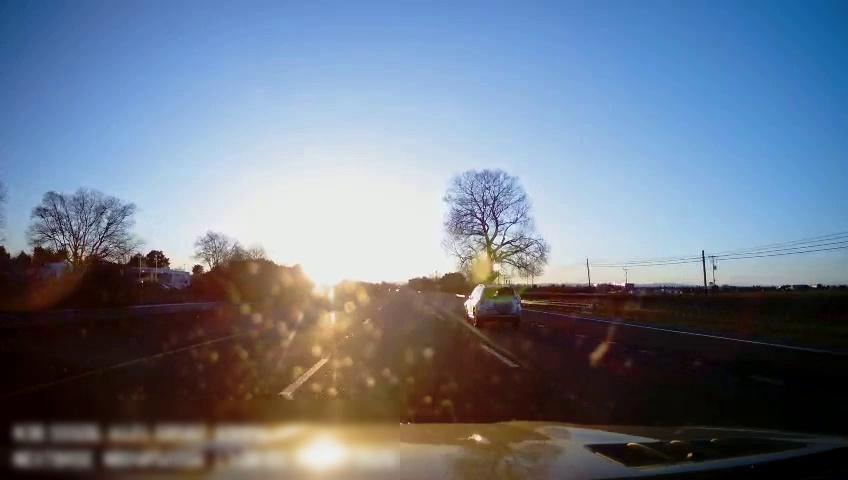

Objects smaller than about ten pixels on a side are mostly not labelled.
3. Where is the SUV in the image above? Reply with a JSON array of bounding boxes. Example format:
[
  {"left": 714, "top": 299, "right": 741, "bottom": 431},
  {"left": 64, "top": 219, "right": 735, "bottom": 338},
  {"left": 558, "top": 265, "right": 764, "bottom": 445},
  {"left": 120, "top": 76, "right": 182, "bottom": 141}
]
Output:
[{"left": 464, "top": 284, "right": 522, "bottom": 329}]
